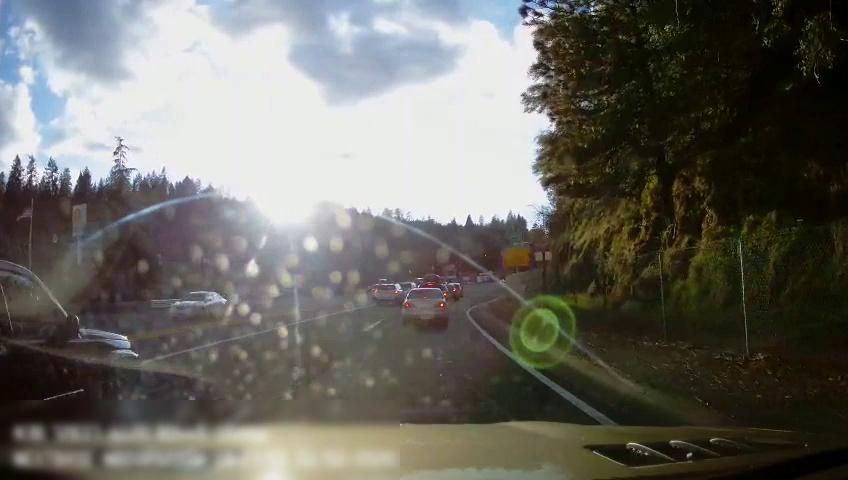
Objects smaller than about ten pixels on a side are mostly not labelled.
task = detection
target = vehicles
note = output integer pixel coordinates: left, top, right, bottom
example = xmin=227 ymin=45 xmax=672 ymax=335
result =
xmin=447 ymin=282 xmax=463 ymax=299
xmin=401 ymin=282 xmax=416 ymax=291
xmin=403 ymin=288 xmax=449 ymax=327
xmin=0 ymin=259 xmax=143 ymax=408
xmin=418 ymin=274 xmax=448 ymax=298
xmin=168 ymin=290 xmax=228 ymax=320
xmin=372 ymin=283 xmax=406 ymax=304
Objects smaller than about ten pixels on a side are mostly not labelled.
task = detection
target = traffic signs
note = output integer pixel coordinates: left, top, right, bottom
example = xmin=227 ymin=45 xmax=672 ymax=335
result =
xmin=500 ymin=248 xmax=530 ymax=268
